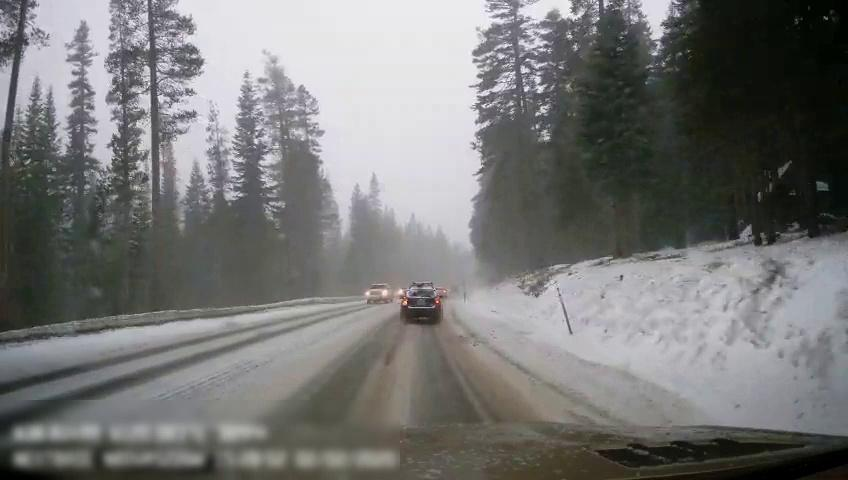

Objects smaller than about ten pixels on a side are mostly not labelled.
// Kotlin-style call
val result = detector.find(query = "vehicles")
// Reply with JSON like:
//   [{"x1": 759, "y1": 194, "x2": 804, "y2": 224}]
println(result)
[
  {"x1": 398, "y1": 288, "x2": 409, "y2": 300},
  {"x1": 400, "y1": 281, "x2": 444, "y2": 323},
  {"x1": 365, "y1": 282, "x2": 394, "y2": 305},
  {"x1": 432, "y1": 286, "x2": 448, "y2": 299}
]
